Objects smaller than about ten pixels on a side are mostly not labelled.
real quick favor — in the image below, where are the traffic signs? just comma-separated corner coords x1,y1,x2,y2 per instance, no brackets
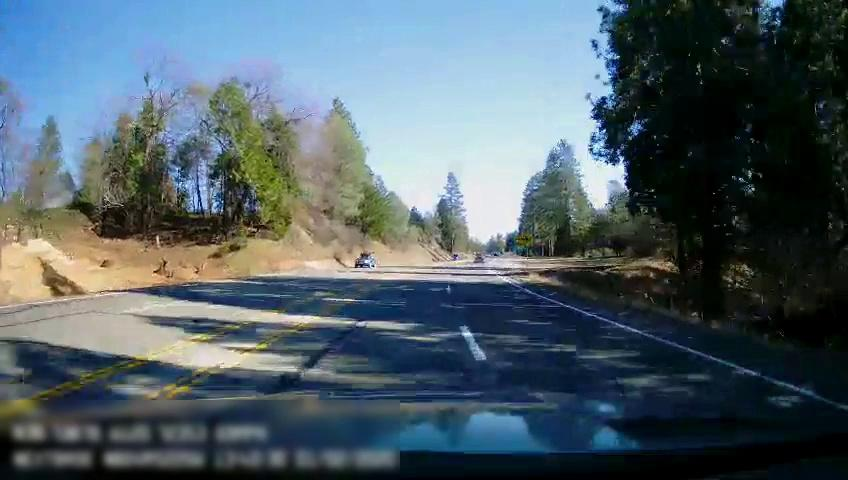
521,231,535,249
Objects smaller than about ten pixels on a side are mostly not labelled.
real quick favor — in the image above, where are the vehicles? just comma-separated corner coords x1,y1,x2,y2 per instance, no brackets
354,253,376,269
473,256,485,264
